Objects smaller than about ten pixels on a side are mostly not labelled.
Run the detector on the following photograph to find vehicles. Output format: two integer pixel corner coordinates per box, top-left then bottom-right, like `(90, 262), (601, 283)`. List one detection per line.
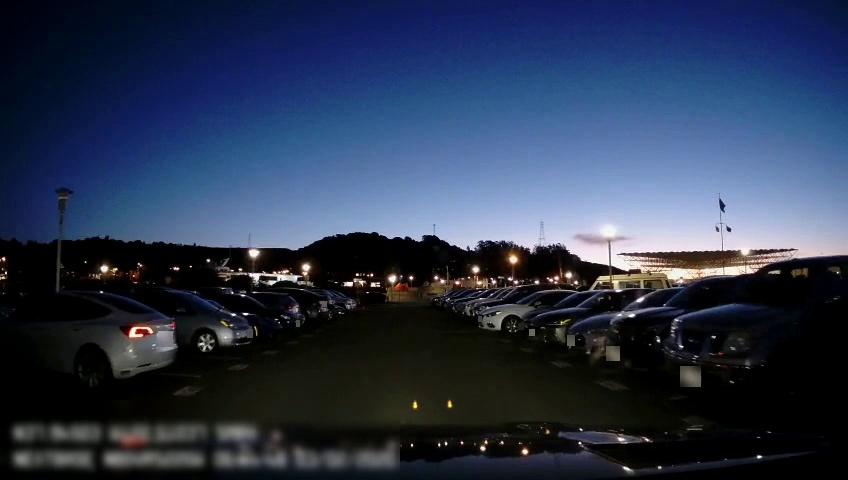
(322, 302), (346, 321)
(478, 289), (578, 337)
(465, 288), (515, 319)
(250, 286), (329, 325)
(565, 286), (688, 359)
(318, 286), (358, 311)
(521, 290), (605, 331)
(587, 273), (673, 291)
(118, 287), (254, 357)
(239, 291), (301, 327)
(660, 254), (848, 396)
(287, 291), (335, 311)
(526, 288), (661, 344)
(451, 288), (501, 315)
(192, 298), (283, 340)
(306, 287), (356, 311)
(475, 283), (577, 315)
(602, 273), (757, 364)
(192, 288), (301, 333)
(0, 289), (180, 393)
